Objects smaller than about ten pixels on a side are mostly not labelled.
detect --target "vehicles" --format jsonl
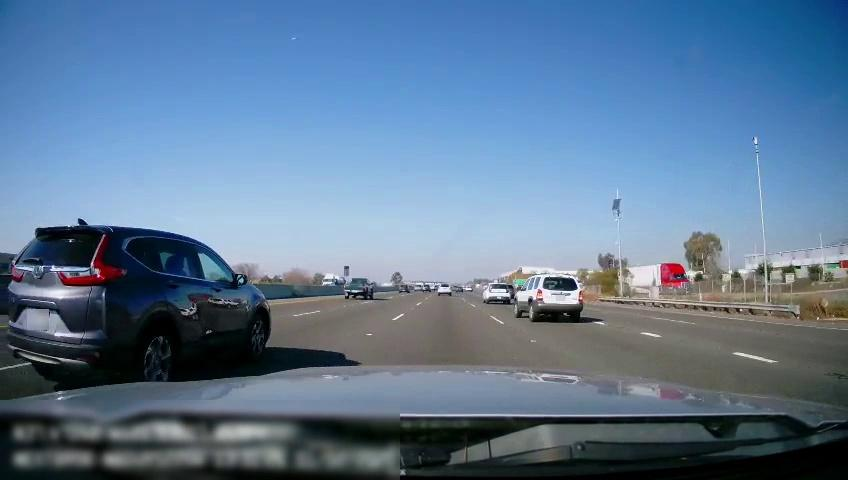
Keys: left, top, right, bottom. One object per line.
{"left": 512, "top": 273, "right": 585, "bottom": 323}
{"left": 321, "top": 272, "right": 347, "bottom": 288}
{"left": 399, "top": 284, "right": 411, "bottom": 293}
{"left": 504, "top": 285, "right": 515, "bottom": 300}
{"left": 343, "top": 277, "right": 374, "bottom": 300}
{"left": 624, "top": 262, "right": 691, "bottom": 293}
{"left": 6, "top": 217, "right": 273, "bottom": 383}
{"left": 482, "top": 282, "right": 512, "bottom": 305}
{"left": 437, "top": 282, "right": 452, "bottom": 296}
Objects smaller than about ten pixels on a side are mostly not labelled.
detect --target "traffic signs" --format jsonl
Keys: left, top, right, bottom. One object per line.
{"left": 512, "top": 278, "right": 528, "bottom": 288}
{"left": 343, "top": 265, "right": 350, "bottom": 277}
